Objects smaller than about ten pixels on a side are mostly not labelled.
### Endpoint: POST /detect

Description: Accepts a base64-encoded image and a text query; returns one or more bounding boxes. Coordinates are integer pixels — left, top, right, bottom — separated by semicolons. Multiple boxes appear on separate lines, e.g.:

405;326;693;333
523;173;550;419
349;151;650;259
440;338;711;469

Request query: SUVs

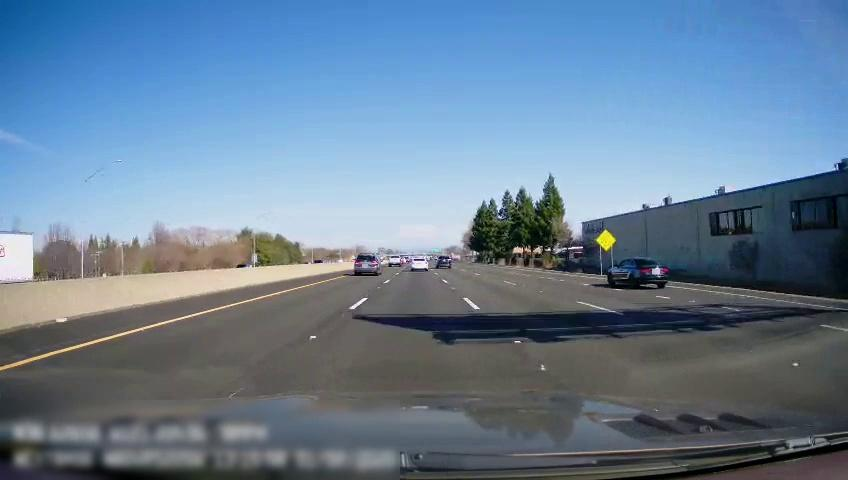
353;253;382;276
436;256;452;269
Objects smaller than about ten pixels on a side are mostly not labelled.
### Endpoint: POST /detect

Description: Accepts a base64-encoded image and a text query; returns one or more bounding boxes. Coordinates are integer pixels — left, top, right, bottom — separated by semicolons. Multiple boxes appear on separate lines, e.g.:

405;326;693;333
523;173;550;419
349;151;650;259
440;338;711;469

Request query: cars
410;257;428;271
607;257;669;291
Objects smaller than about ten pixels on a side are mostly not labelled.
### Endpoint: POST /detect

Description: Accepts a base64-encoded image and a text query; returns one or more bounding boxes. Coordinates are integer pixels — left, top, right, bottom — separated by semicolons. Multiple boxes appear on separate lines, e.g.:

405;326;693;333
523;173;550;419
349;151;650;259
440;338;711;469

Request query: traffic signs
596;228;617;253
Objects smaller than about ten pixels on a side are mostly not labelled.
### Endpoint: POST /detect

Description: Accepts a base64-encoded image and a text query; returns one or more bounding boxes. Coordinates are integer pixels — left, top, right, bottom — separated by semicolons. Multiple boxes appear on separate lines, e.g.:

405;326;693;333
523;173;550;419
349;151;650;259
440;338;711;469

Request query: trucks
0;230;34;283
388;255;402;268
